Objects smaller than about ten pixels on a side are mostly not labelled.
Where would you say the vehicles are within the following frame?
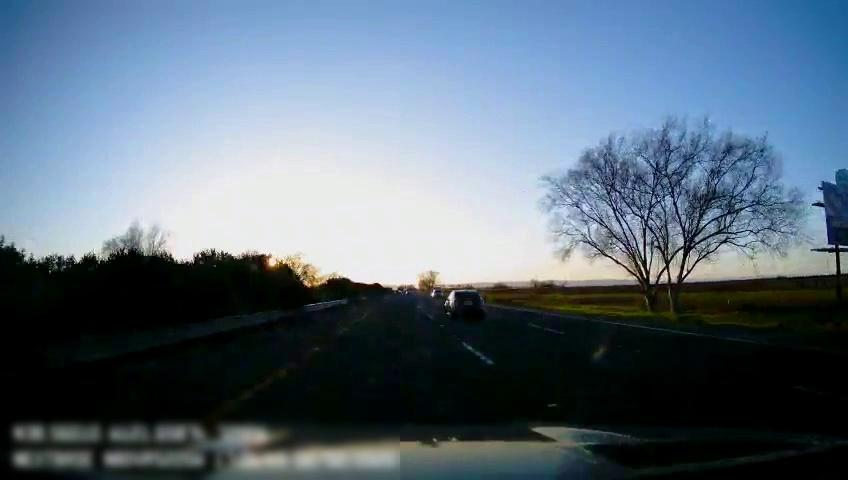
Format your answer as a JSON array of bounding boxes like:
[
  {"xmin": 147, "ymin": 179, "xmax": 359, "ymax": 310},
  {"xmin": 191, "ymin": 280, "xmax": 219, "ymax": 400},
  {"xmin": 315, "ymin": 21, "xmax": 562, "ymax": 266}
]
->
[
  {"xmin": 444, "ymin": 290, "xmax": 482, "ymax": 320},
  {"xmin": 431, "ymin": 287, "xmax": 443, "ymax": 297}
]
